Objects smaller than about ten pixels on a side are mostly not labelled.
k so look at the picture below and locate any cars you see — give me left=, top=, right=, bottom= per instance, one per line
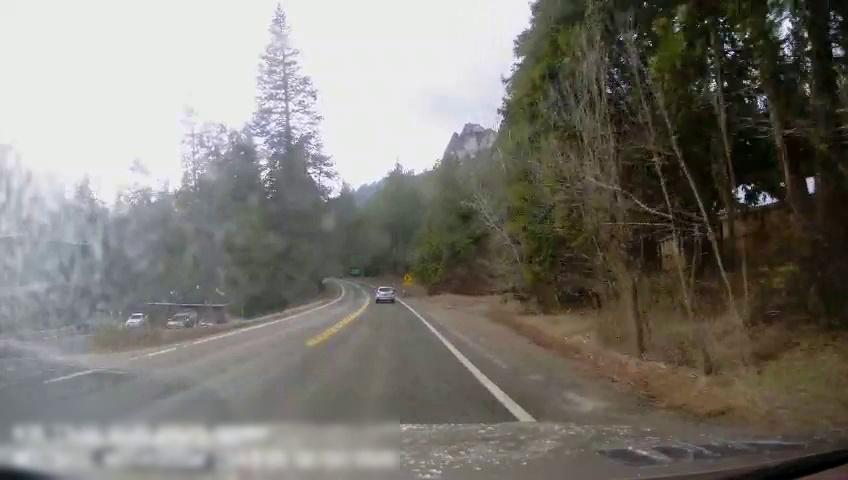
left=167, top=312, right=195, bottom=329
left=123, top=312, right=146, bottom=331
left=375, top=285, right=396, bottom=304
